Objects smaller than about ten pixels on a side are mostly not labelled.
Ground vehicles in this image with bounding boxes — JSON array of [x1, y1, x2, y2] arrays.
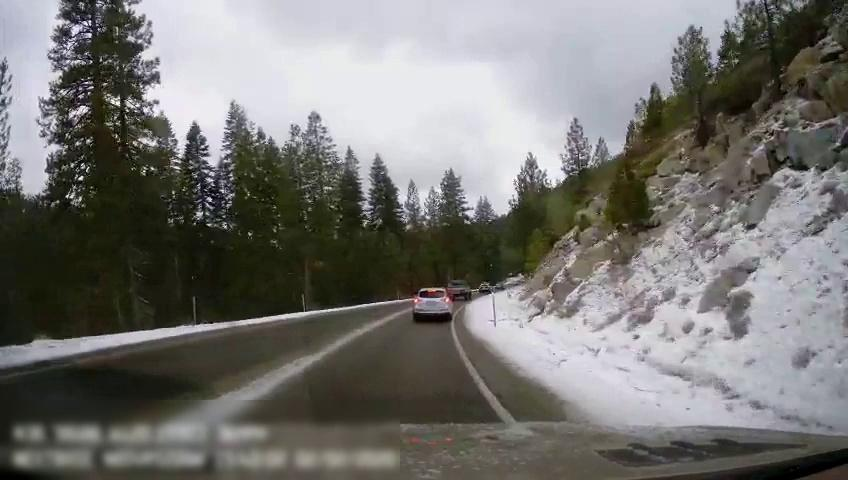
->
[[478, 283, 491, 293], [446, 280, 472, 301], [413, 288, 452, 322]]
